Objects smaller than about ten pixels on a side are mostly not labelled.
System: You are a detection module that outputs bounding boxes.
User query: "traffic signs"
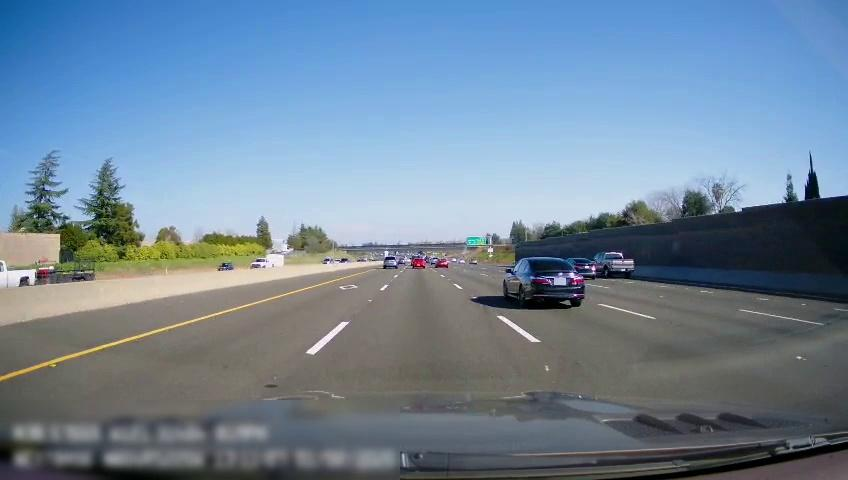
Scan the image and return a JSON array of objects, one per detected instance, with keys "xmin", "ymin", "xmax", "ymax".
[{"xmin": 465, "ymin": 236, "xmax": 487, "ymax": 246}]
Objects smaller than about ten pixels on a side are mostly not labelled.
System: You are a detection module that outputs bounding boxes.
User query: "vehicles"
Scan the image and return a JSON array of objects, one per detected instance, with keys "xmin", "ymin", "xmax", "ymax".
[
  {"xmin": 431, "ymin": 257, "xmax": 438, "ymax": 265},
  {"xmin": 501, "ymin": 256, "xmax": 586, "ymax": 309},
  {"xmin": 321, "ymin": 257, "xmax": 334, "ymax": 265},
  {"xmin": 34, "ymin": 262, "xmax": 95, "ymax": 286},
  {"xmin": 435, "ymin": 257, "xmax": 450, "ymax": 268},
  {"xmin": 0, "ymin": 262, "xmax": 36, "ymax": 289},
  {"xmin": 566, "ymin": 256, "xmax": 597, "ymax": 280},
  {"xmin": 338, "ymin": 257, "xmax": 352, "ymax": 263},
  {"xmin": 251, "ymin": 254, "xmax": 284, "ymax": 270},
  {"xmin": 218, "ymin": 262, "xmax": 234, "ymax": 273},
  {"xmin": 594, "ymin": 252, "xmax": 636, "ymax": 280},
  {"xmin": 382, "ymin": 255, "xmax": 400, "ymax": 270},
  {"xmin": 412, "ymin": 256, "xmax": 427, "ymax": 267}
]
